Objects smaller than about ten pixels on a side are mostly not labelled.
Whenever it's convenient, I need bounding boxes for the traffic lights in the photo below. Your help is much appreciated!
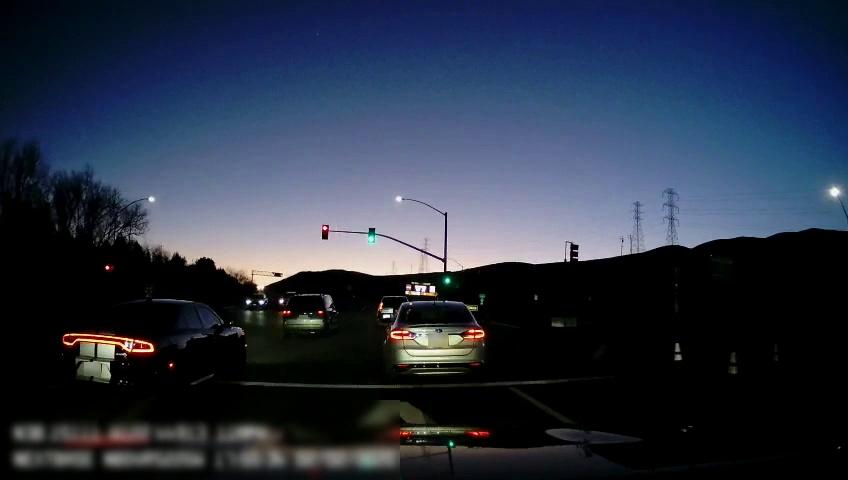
[570,242,579,264]
[442,270,452,287]
[367,227,376,244]
[321,224,330,241]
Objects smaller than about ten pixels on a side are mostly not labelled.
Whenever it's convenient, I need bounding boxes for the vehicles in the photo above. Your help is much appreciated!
[376,295,412,324]
[381,300,489,384]
[281,294,338,338]
[56,297,248,406]
[245,292,269,310]
[277,290,297,311]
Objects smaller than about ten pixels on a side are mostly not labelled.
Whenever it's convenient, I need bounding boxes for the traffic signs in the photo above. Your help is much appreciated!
[463,304,479,312]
